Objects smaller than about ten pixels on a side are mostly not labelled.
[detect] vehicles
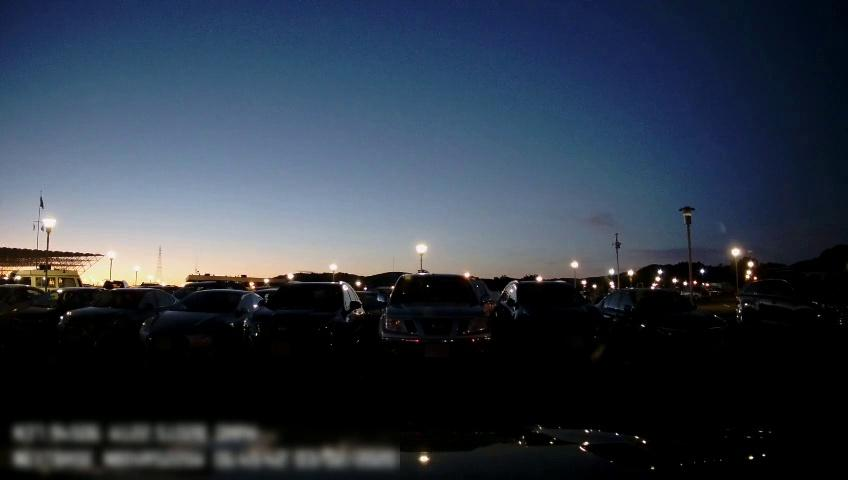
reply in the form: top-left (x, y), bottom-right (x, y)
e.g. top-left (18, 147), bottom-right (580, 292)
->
top-left (0, 266), bottom-right (82, 294)
top-left (491, 278), bottom-right (614, 366)
top-left (240, 279), bottom-right (372, 373)
top-left (3, 288), bottom-right (109, 337)
top-left (102, 279), bottom-right (129, 290)
top-left (590, 288), bottom-right (738, 371)
top-left (137, 288), bottom-right (266, 365)
top-left (737, 276), bottom-right (848, 345)
top-left (52, 287), bottom-right (179, 355)
top-left (0, 283), bottom-right (47, 323)
top-left (373, 271), bottom-right (503, 381)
